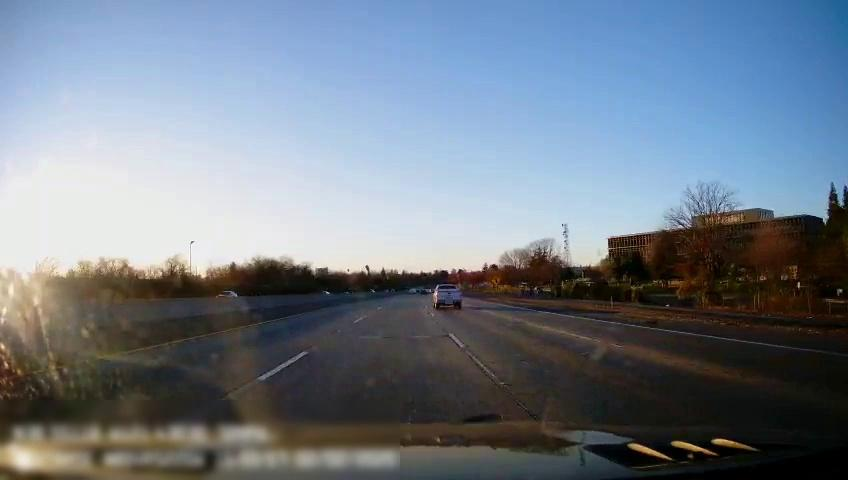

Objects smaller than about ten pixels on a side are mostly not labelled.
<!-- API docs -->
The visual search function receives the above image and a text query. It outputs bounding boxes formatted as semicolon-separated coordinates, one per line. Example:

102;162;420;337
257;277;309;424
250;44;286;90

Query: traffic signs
490;277;501;288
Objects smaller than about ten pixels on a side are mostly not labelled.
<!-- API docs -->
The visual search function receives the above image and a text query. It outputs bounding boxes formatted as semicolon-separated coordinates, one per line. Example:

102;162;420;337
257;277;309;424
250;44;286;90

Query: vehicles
432;283;463;311
420;289;430;297
215;290;238;299
409;288;419;296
